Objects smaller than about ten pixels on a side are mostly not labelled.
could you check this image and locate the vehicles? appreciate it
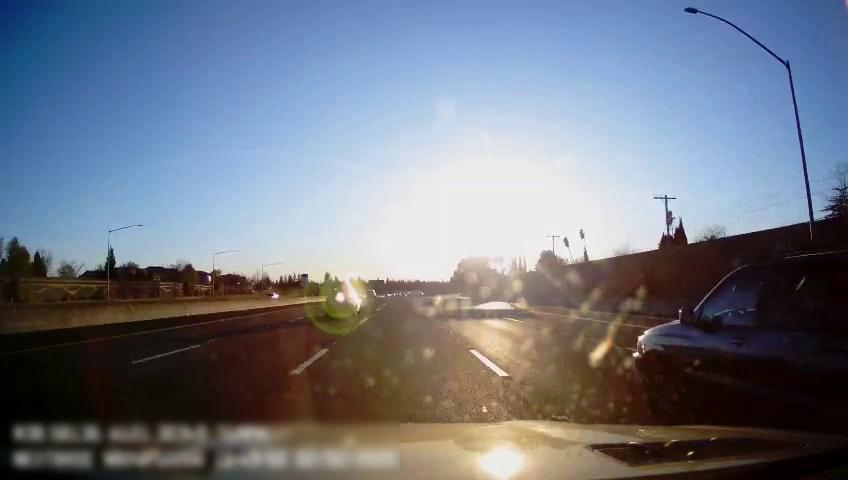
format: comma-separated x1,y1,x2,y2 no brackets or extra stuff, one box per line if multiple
265,291,281,301
325,282,364,319
365,289,377,299
631,248,848,432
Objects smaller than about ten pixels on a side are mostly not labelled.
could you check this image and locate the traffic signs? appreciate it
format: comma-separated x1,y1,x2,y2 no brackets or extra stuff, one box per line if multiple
369,280,385,287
